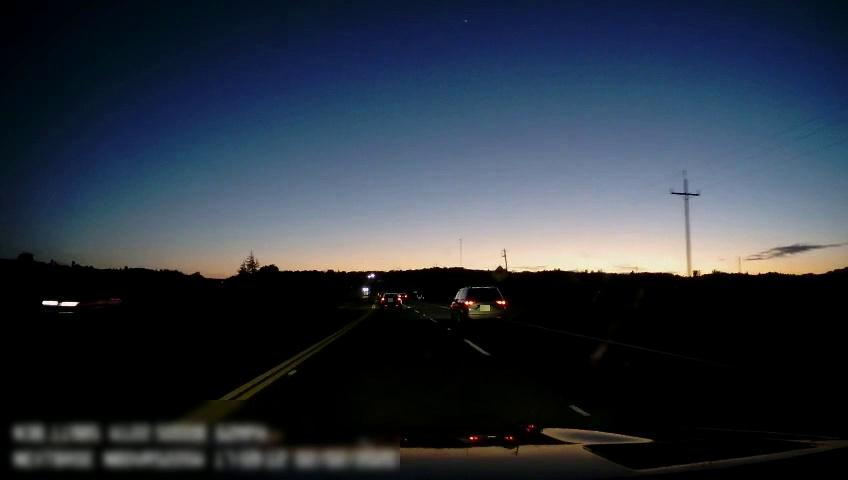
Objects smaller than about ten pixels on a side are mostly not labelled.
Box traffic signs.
[491,266,510,283]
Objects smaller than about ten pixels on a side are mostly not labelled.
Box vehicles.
[32,288,127,329]
[380,293,402,311]
[452,285,509,330]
